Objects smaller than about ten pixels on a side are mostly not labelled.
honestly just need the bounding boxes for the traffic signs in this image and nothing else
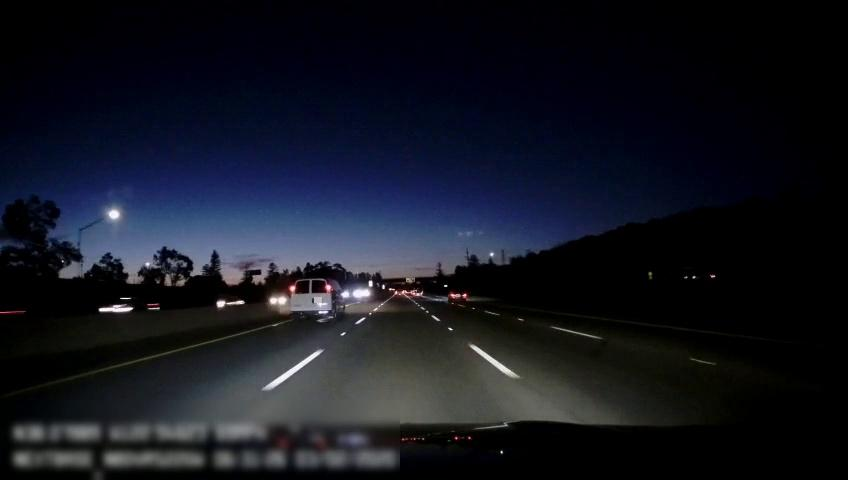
[405,278,416,284]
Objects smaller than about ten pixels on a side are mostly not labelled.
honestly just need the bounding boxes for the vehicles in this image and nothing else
[268,292,289,305]
[98,295,161,314]
[289,277,346,322]
[446,289,468,304]
[215,295,245,309]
